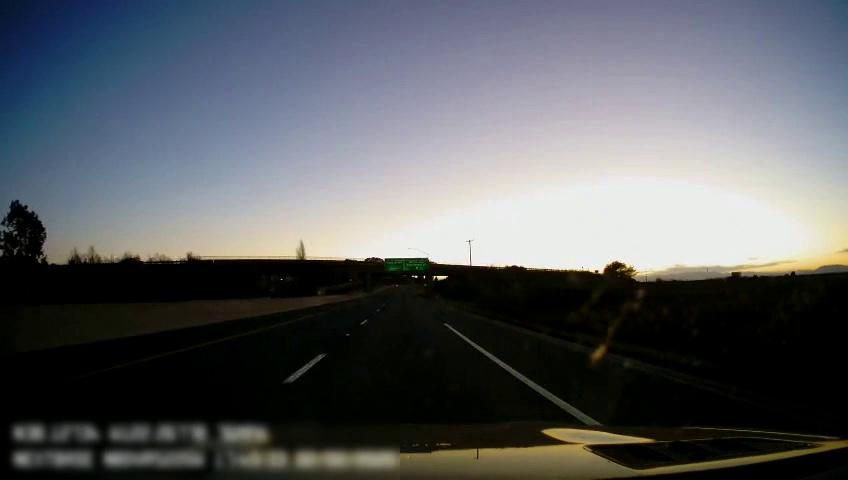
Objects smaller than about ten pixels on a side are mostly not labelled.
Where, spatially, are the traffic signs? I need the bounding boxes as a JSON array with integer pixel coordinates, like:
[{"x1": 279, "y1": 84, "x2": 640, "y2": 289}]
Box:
[
  {"x1": 383, "y1": 257, "x2": 405, "y2": 272},
  {"x1": 404, "y1": 257, "x2": 430, "y2": 272}
]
